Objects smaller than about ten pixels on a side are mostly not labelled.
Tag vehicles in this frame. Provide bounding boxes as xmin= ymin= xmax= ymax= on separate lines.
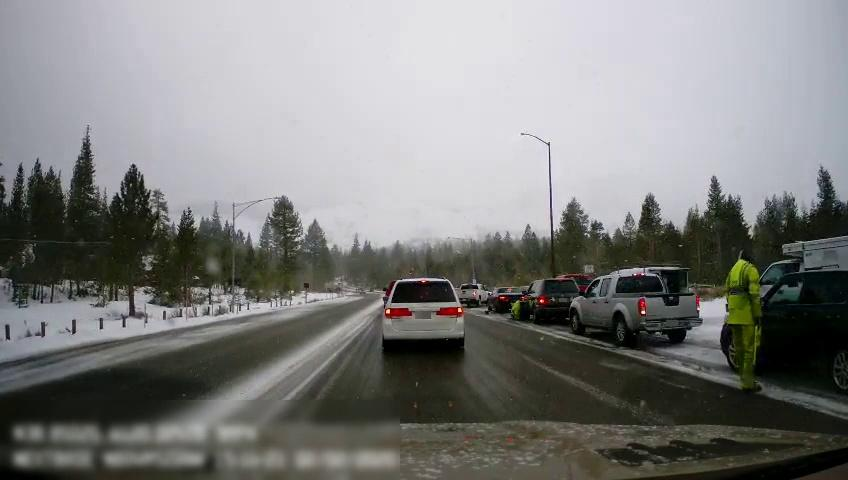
xmin=759 ymin=235 xmax=848 ymax=299
xmin=556 ymin=273 xmax=595 ymax=292
xmin=486 ymin=286 xmax=523 ymax=313
xmin=382 ymin=278 xmax=466 ymax=349
xmin=718 ymin=268 xmax=848 ymax=393
xmin=384 ymin=281 xmax=395 ymax=297
xmin=569 ymin=273 xmax=705 ymax=345
xmin=605 ymin=264 xmax=690 ymax=294
xmin=455 ymin=283 xmax=489 ymax=308
xmin=520 ymin=277 xmax=580 ymax=325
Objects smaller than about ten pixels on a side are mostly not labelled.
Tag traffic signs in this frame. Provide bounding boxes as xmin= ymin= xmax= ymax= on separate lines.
xmin=583 ymin=264 xmax=594 ymax=274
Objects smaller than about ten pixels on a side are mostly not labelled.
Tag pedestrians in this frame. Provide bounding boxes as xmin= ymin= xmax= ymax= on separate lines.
xmin=725 ymin=247 xmax=763 ymax=394
xmin=512 ymin=299 xmax=521 ymax=320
